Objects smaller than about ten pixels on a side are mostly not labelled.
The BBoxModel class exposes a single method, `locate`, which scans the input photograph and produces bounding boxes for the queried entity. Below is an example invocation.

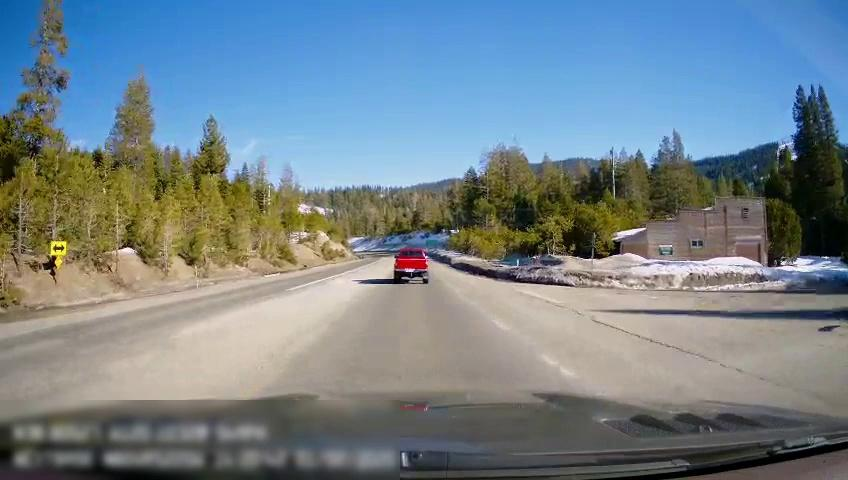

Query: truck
[392,247,431,285]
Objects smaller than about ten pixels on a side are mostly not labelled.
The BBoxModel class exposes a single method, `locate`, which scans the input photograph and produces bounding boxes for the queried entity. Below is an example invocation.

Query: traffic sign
[49,241,67,257]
